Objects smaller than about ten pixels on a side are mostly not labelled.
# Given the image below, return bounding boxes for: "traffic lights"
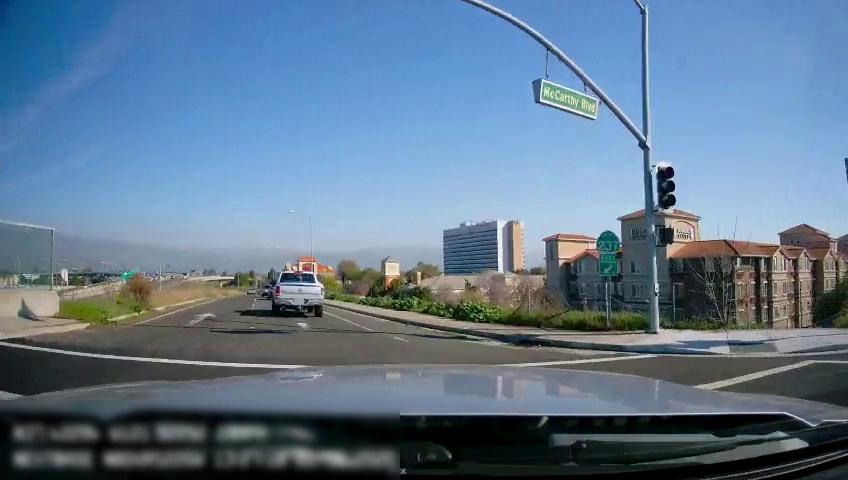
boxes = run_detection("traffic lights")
[655,224,674,247]
[843,157,848,185]
[655,162,676,214]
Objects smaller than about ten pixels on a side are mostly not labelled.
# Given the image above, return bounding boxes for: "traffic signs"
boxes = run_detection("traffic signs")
[120,271,136,282]
[598,252,618,277]
[532,77,599,121]
[596,230,620,254]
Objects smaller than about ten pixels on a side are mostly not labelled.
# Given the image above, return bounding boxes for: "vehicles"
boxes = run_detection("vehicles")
[261,284,272,298]
[270,271,325,318]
